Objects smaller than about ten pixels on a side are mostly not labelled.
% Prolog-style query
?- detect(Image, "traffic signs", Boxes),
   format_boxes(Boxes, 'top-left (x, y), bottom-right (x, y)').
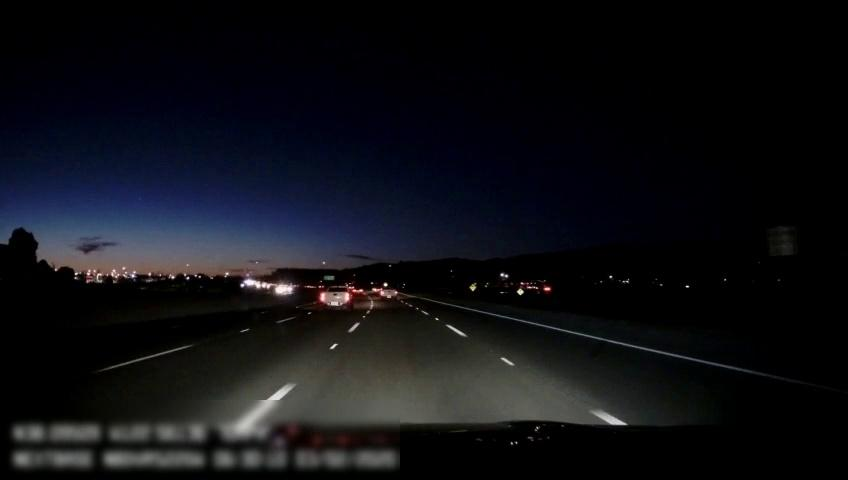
top-left (324, 275), bottom-right (335, 282)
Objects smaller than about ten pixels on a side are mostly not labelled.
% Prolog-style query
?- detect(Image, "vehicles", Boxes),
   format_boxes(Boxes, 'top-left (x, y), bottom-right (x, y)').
top-left (379, 287), bottom-right (398, 300)
top-left (315, 284), bottom-right (355, 317)
top-left (352, 285), bottom-right (365, 297)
